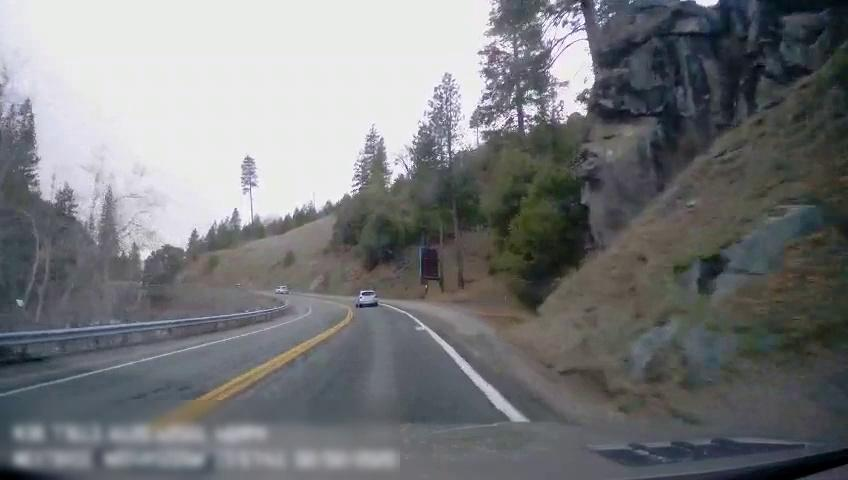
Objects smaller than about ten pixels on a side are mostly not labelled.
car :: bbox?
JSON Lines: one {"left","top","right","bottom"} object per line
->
{"left": 358, "top": 290, "right": 378, "bottom": 307}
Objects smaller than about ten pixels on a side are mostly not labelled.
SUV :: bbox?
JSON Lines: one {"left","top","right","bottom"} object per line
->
{"left": 275, "top": 285, "right": 289, "bottom": 295}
